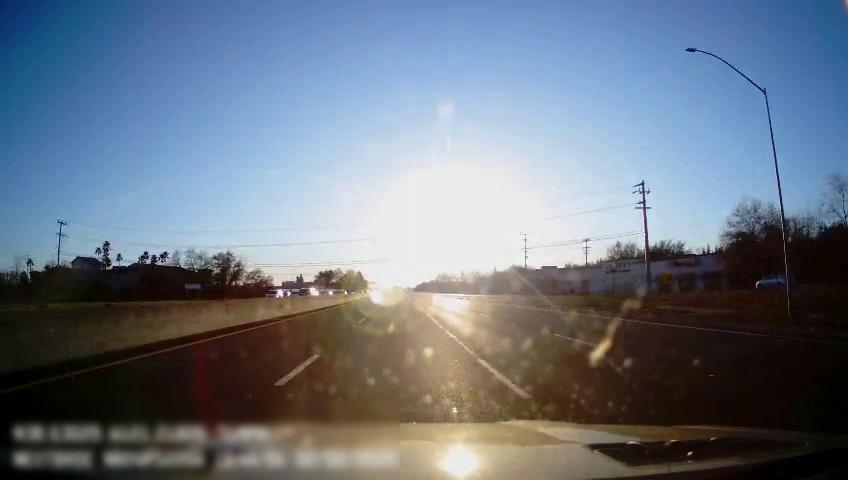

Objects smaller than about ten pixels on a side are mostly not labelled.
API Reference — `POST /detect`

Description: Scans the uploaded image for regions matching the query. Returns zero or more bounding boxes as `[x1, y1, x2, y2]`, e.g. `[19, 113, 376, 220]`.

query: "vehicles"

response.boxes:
[297, 288, 316, 299]
[755, 274, 788, 290]
[264, 290, 283, 300]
